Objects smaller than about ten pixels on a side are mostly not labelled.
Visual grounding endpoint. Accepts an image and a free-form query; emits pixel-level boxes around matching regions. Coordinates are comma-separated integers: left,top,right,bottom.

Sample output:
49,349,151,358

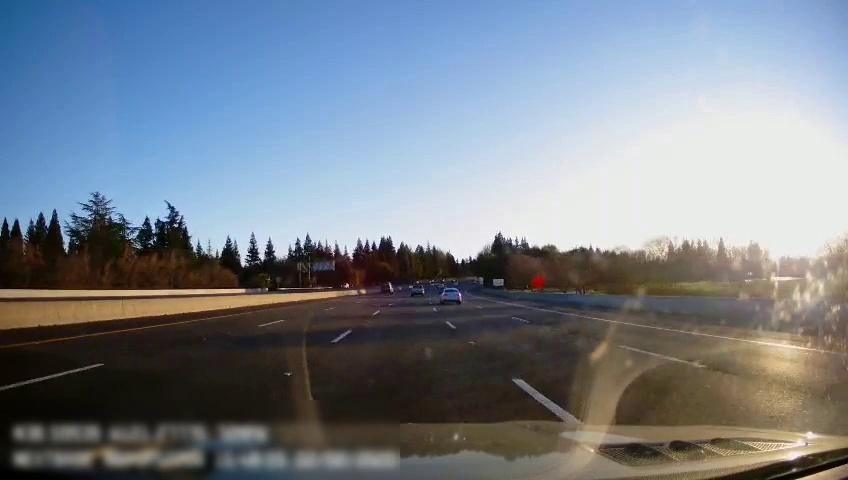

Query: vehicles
411,284,424,296
439,287,462,305
380,282,393,294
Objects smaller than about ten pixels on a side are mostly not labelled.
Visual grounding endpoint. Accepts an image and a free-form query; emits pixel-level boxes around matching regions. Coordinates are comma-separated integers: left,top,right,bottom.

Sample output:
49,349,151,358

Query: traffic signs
493,279,504,287
530,273,547,291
